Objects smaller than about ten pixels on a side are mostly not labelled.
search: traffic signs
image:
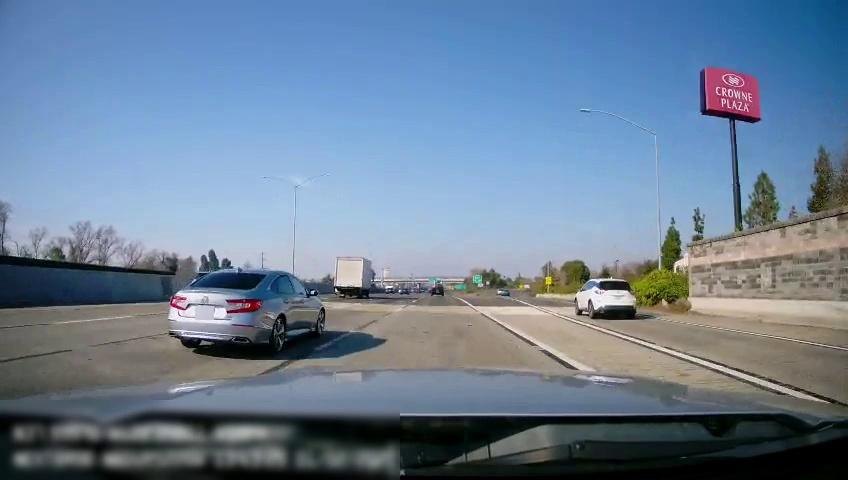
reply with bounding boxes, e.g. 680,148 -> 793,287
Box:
472,274 -> 483,284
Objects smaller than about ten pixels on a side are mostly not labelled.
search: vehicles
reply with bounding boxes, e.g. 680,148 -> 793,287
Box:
574,278 -> 637,320
168,267 -> 326,357
430,284 -> 445,297
333,257 -> 373,300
